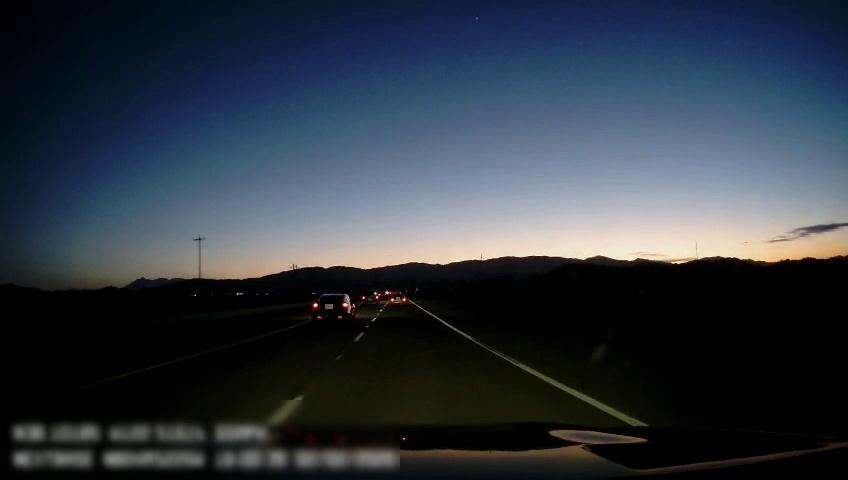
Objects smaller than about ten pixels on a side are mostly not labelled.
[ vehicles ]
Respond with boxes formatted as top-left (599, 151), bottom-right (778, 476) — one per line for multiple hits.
top-left (364, 292), bottom-right (380, 304)
top-left (392, 295), bottom-right (408, 307)
top-left (312, 293), bottom-right (355, 323)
